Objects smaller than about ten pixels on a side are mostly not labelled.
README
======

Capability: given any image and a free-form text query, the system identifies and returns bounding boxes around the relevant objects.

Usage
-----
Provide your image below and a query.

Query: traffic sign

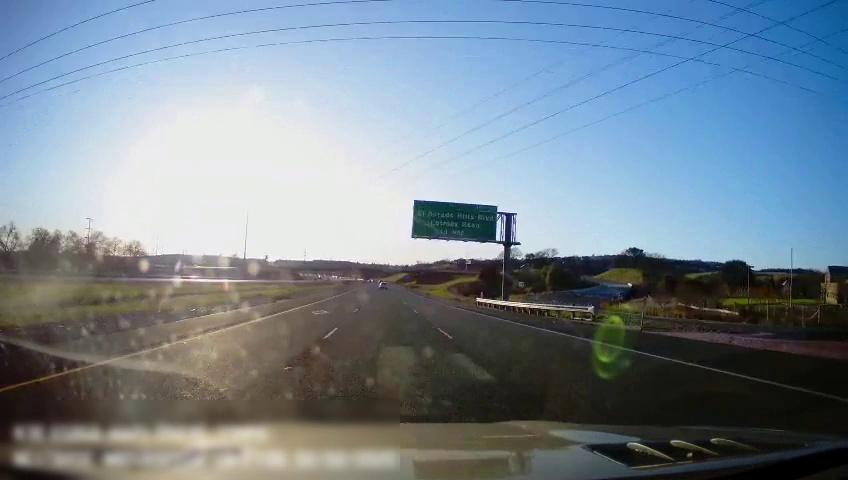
[410,199,499,243]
